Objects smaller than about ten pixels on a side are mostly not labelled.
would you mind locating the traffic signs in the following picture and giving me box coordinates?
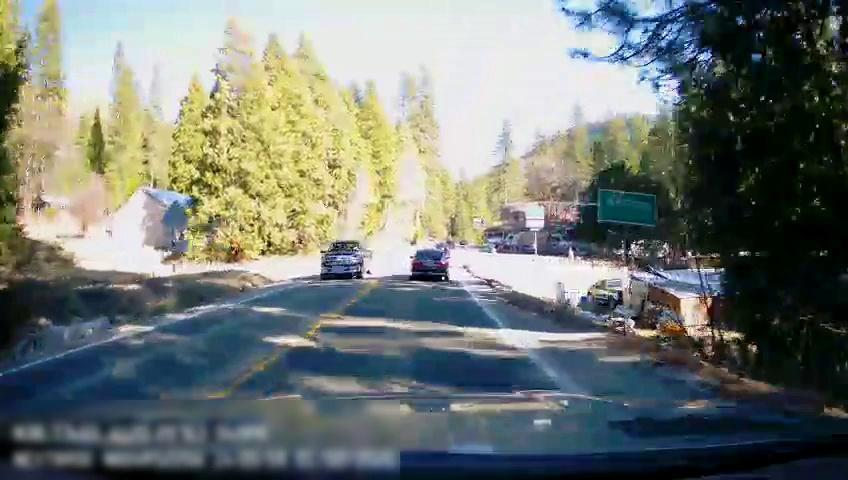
[597,187,659,228]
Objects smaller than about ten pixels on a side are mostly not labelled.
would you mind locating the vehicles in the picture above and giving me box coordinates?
[408,249,451,282]
[502,231,528,249]
[435,242,450,256]
[586,277,623,311]
[319,239,373,281]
